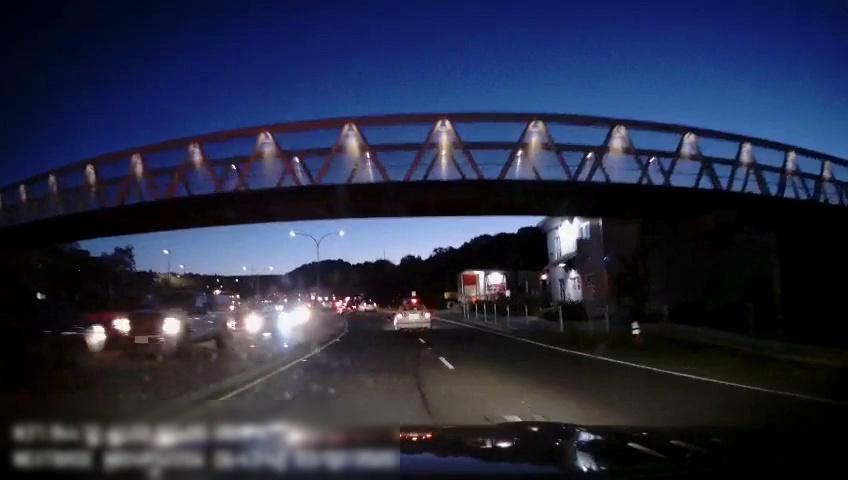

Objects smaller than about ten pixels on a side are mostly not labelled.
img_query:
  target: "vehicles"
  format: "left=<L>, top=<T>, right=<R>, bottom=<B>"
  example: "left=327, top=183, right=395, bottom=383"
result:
left=402, top=298, right=422, bottom=305
left=392, top=304, right=432, bottom=334
left=338, top=300, right=357, bottom=316
left=358, top=299, right=377, bottom=313
left=111, top=291, right=236, bottom=361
